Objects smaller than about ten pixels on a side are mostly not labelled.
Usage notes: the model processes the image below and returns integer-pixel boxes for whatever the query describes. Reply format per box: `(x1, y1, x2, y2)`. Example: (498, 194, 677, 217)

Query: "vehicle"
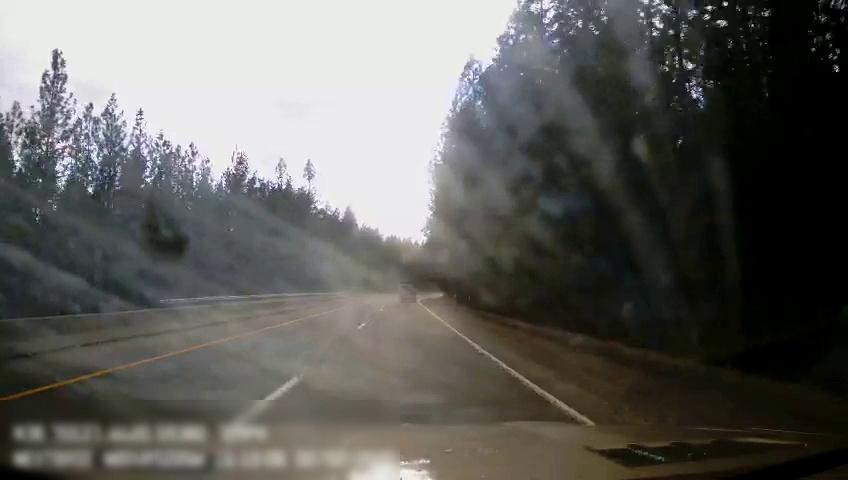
(399, 283, 418, 302)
